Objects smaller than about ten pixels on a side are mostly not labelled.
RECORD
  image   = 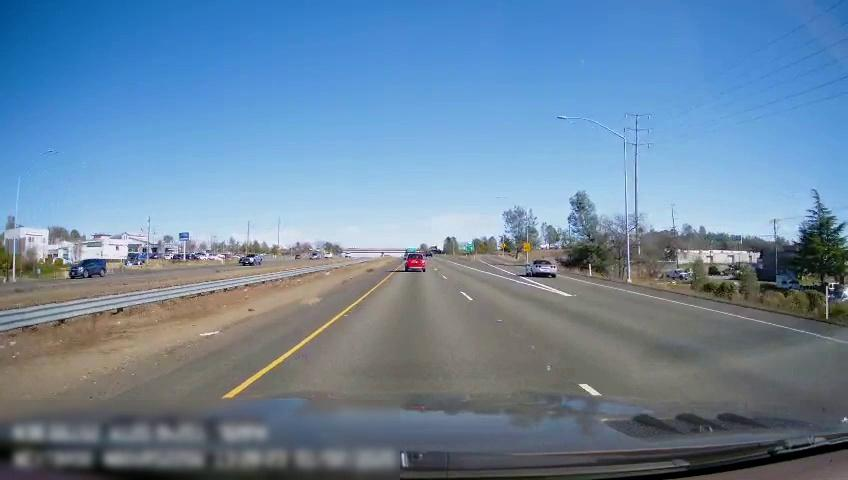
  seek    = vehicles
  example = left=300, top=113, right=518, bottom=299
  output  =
left=126, top=254, right=146, bottom=266
left=525, top=258, right=557, bottom=278
left=242, top=253, right=263, bottom=267
left=403, top=252, right=427, bottom=272
left=69, top=257, right=106, bottom=281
